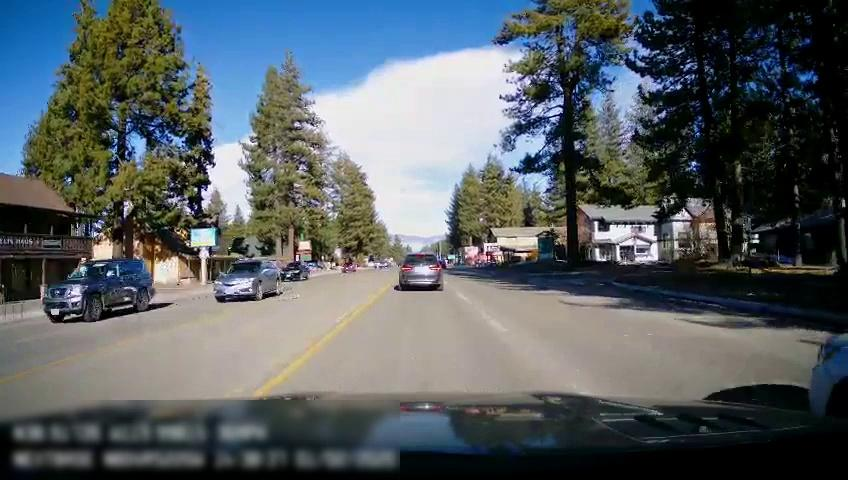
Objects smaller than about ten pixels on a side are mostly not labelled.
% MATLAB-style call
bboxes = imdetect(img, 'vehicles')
[280,261,311,281]
[44,258,152,323]
[215,260,282,303]
[809,327,848,417]
[399,253,442,290]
